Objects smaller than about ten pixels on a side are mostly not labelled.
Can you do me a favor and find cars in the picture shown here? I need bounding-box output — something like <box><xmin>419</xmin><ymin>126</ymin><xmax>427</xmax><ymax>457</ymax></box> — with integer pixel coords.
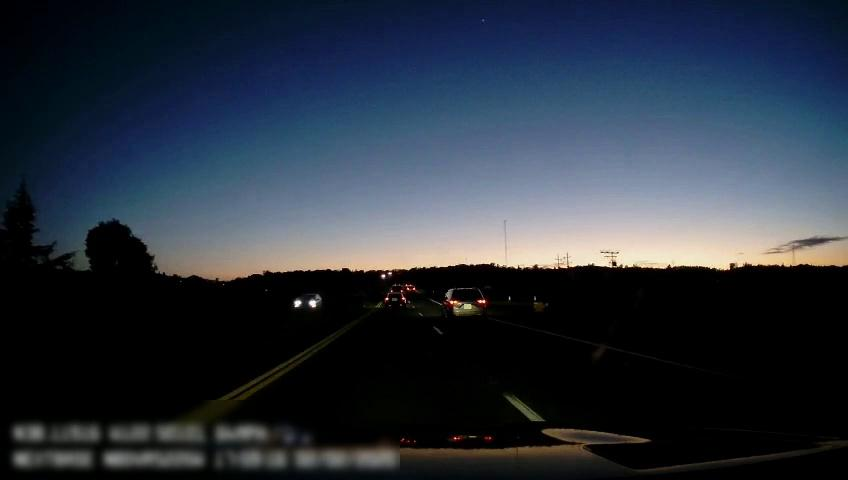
<box><xmin>385</xmin><ymin>289</ymin><xmax>407</xmax><ymax>307</ymax></box>
<box><xmin>293</xmin><ymin>292</ymin><xmax>323</xmax><ymax>312</ymax></box>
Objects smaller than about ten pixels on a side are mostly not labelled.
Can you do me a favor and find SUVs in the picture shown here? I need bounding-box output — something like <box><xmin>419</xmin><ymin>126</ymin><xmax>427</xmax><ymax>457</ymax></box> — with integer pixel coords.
<box><xmin>439</xmin><ymin>287</ymin><xmax>490</xmax><ymax>325</ymax></box>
